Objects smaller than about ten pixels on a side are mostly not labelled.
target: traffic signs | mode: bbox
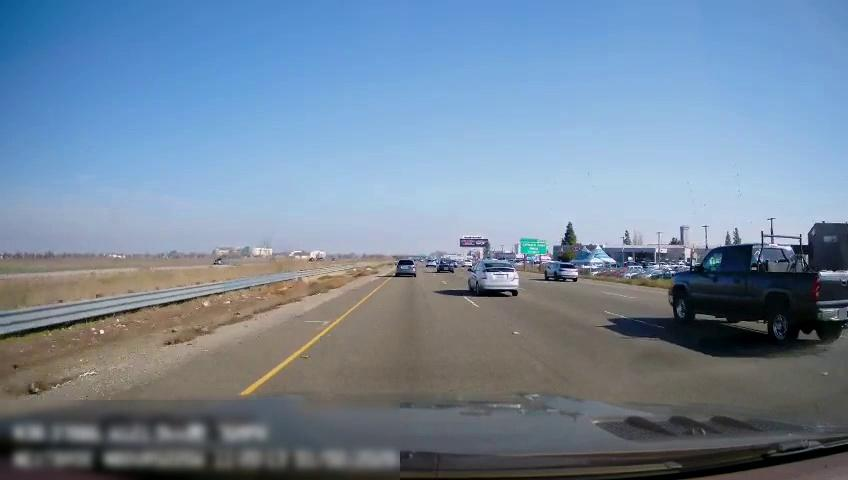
[520,237,548,255]
[527,255,539,261]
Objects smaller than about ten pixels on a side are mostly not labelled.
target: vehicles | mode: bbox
[425,258,437,268]
[467,259,520,297]
[394,259,417,277]
[213,256,227,266]
[437,258,455,273]
[668,231,848,345]
[461,258,473,268]
[544,261,578,282]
